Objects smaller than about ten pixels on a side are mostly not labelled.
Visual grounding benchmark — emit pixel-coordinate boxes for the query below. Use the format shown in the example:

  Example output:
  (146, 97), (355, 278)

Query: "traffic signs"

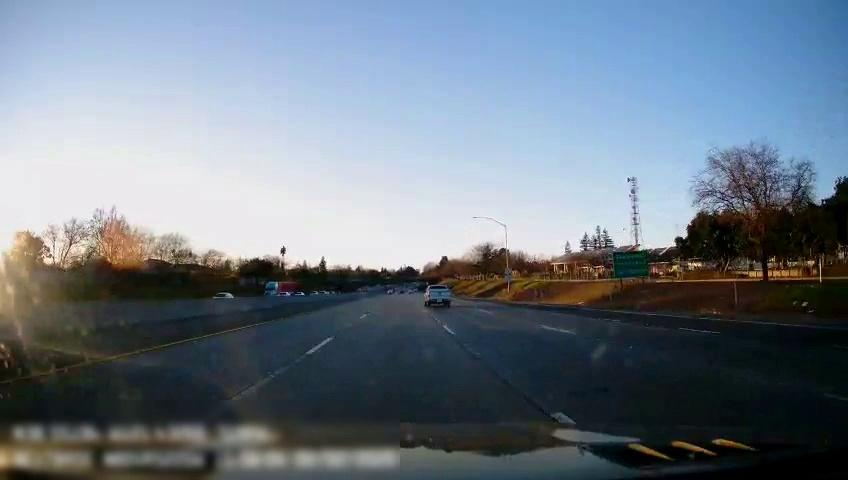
(505, 267), (513, 282)
(612, 249), (650, 280)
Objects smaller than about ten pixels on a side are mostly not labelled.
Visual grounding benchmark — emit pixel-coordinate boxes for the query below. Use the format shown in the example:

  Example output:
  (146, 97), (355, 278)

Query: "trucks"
(424, 284), (453, 309)
(263, 280), (299, 296)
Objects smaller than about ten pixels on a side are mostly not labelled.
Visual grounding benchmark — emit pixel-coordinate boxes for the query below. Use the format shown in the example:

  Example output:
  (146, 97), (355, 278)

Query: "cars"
(213, 292), (235, 299)
(278, 291), (290, 297)
(294, 291), (305, 296)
